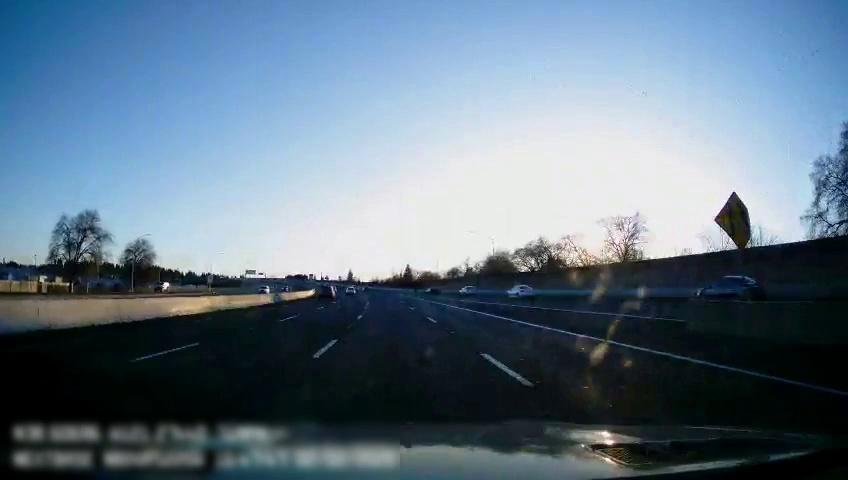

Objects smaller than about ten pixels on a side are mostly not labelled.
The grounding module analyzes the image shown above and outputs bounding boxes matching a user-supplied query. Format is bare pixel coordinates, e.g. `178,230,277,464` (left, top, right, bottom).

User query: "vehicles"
695,276,763,302
459,286,477,297
506,285,535,300
427,287,441,296
153,281,171,293
318,284,335,300
257,285,271,294
346,285,357,295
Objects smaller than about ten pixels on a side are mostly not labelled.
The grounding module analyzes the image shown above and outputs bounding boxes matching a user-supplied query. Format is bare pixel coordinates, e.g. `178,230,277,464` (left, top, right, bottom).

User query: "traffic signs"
712,190,752,250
